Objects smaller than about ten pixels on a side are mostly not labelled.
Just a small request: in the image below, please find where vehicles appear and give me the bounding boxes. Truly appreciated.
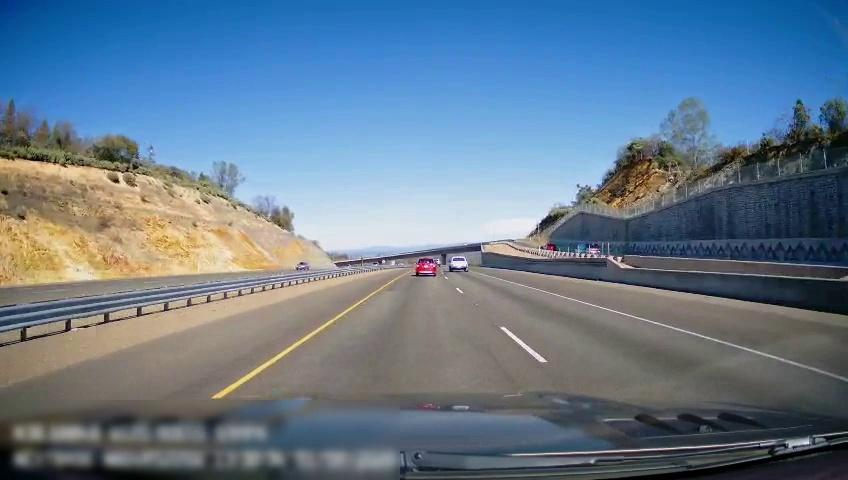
[415,259,437,276]
[576,244,601,256]
[449,256,469,272]
[545,243,557,252]
[295,261,312,271]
